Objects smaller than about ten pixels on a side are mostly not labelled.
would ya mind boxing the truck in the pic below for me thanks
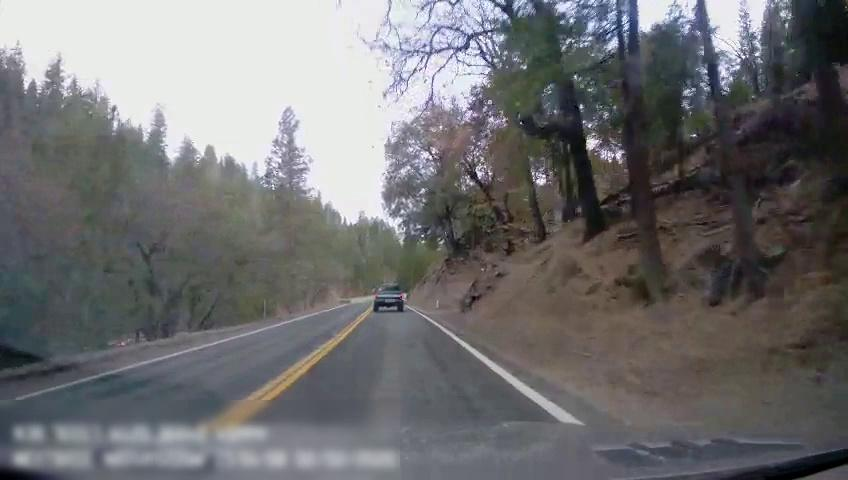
[373,282,404,314]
